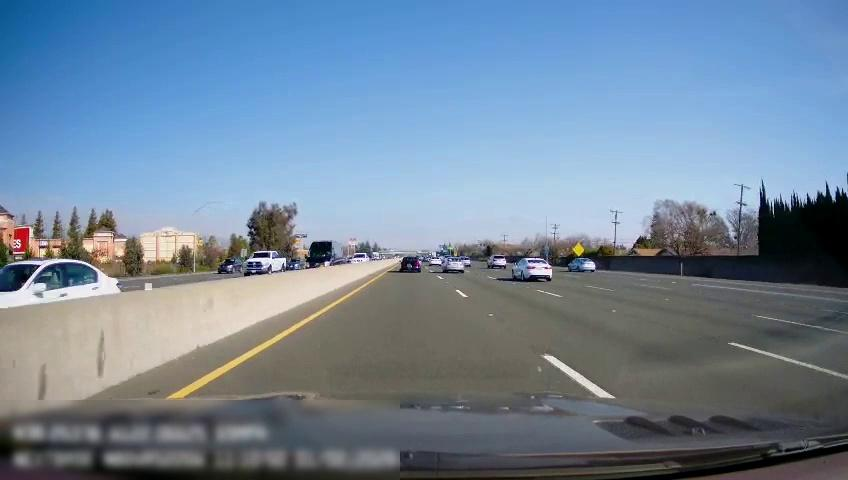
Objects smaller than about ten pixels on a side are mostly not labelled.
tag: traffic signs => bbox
[572,242,585,256]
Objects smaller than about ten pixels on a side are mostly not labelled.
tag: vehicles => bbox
[567,257,596,273]
[399,255,421,273]
[442,256,465,274]
[286,257,306,270]
[372,251,380,256]
[352,252,370,264]
[511,257,553,283]
[243,250,287,277]
[0,259,121,309]
[487,254,507,269]
[428,256,442,267]
[460,257,471,267]
[307,240,343,269]
[218,257,245,275]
